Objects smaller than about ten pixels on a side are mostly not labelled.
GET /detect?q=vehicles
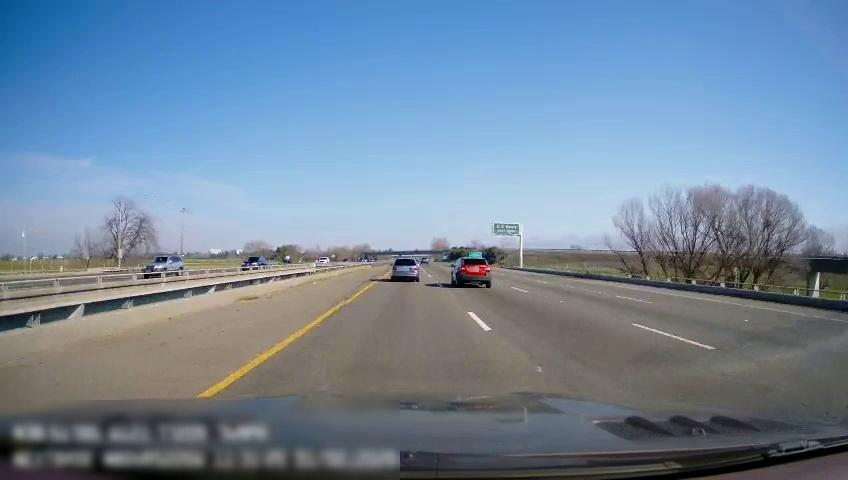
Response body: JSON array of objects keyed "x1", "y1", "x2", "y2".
[
  {"x1": 450, "y1": 257, "x2": 492, "y2": 289},
  {"x1": 420, "y1": 257, "x2": 429, "y2": 265},
  {"x1": 390, "y1": 257, "x2": 420, "y2": 281}
]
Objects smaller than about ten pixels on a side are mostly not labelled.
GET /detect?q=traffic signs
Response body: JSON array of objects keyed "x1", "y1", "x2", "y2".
[{"x1": 495, "y1": 223, "x2": 521, "y2": 236}]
